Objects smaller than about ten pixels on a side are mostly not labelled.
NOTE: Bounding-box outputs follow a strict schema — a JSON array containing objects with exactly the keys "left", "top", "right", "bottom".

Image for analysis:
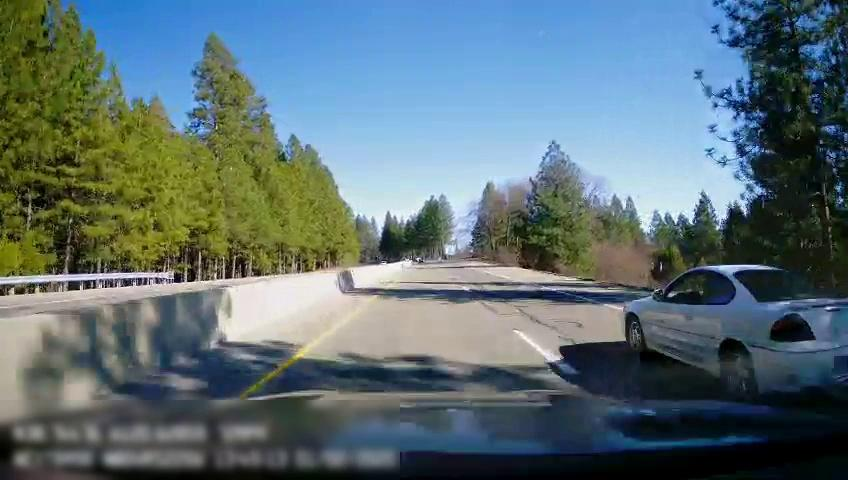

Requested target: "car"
[{"left": 623, "top": 264, "right": 848, "bottom": 401}]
